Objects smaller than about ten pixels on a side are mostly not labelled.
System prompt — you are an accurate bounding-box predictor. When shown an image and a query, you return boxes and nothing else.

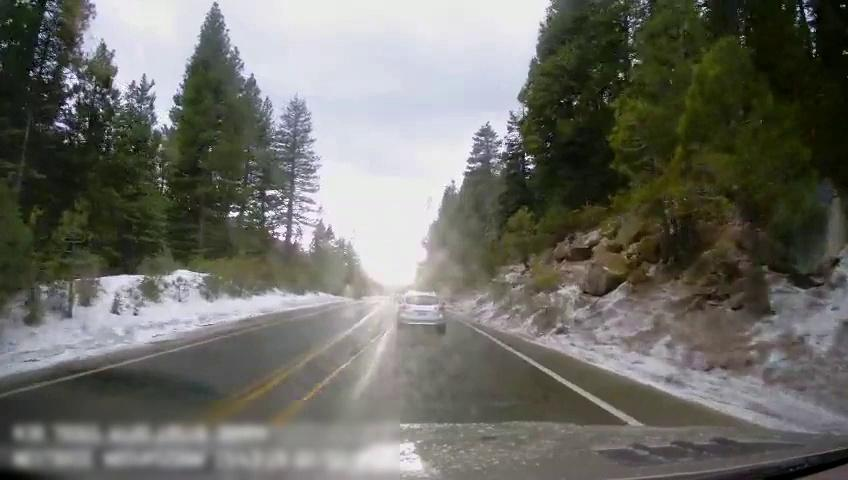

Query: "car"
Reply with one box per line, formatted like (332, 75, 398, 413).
(396, 293, 446, 333)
